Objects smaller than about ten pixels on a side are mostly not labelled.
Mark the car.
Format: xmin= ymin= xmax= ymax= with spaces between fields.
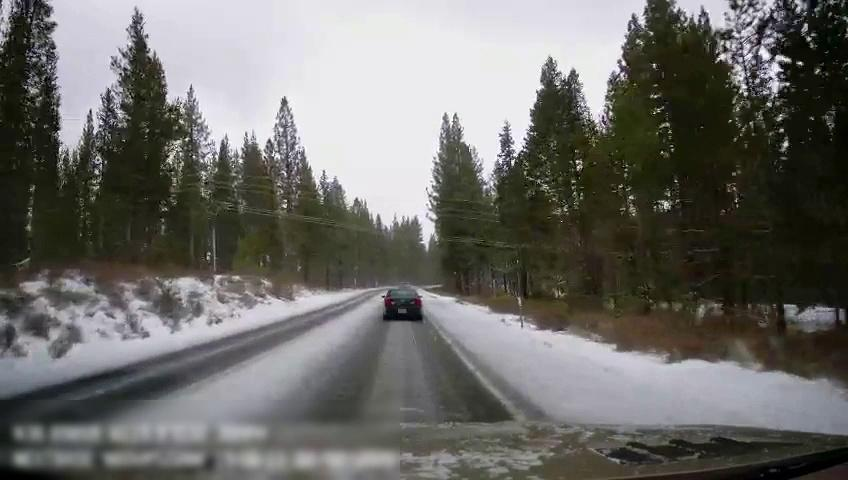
xmin=380 ymin=287 xmax=423 ymax=320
